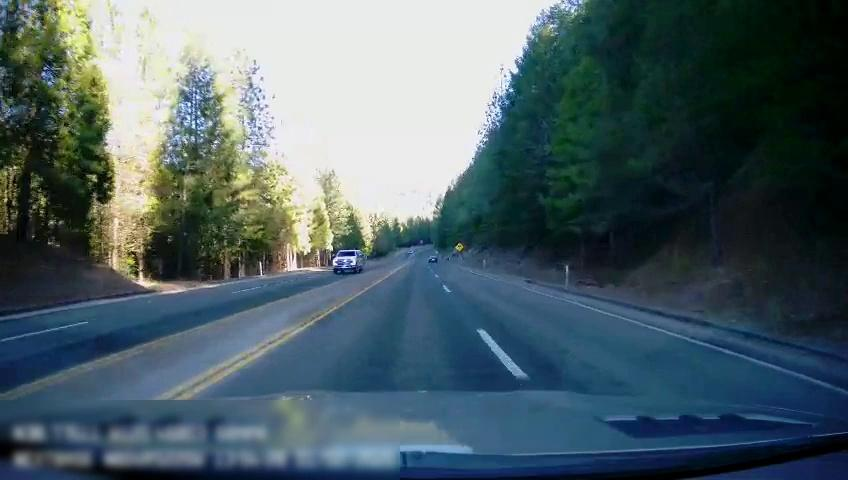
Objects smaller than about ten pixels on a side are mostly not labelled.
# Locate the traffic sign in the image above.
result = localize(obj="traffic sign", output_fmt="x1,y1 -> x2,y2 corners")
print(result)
454,242 -> 465,253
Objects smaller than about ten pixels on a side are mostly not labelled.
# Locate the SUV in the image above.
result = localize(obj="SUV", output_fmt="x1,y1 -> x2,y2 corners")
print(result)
332,250 -> 365,273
